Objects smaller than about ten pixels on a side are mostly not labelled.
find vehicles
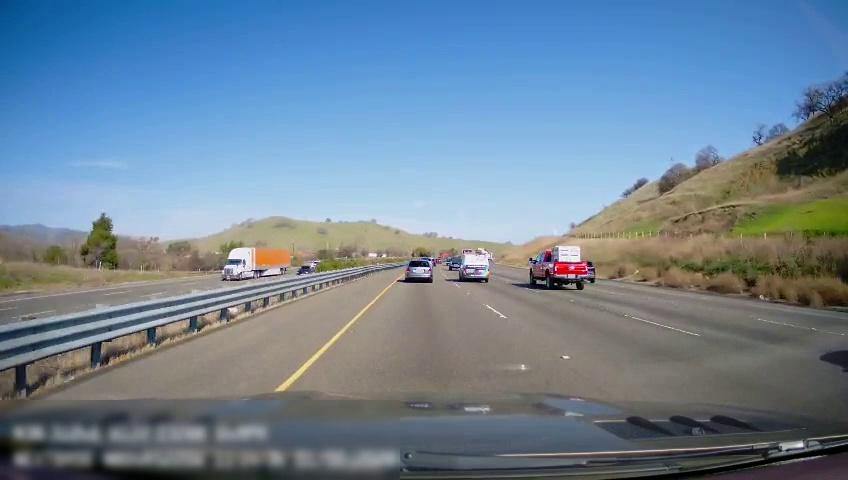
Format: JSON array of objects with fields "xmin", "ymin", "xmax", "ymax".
[
  {"xmin": 295, "ymin": 265, "xmax": 316, "ymax": 276},
  {"xmin": 221, "ymin": 246, "xmax": 290, "ymax": 282},
  {"xmin": 448, "ymin": 256, "xmax": 464, "ymax": 271},
  {"xmin": 528, "ymin": 245, "xmax": 588, "ymax": 291},
  {"xmin": 458, "ymin": 247, "xmax": 490, "ymax": 283},
  {"xmin": 419, "ymin": 256, "xmax": 433, "ymax": 267},
  {"xmin": 586, "ymin": 261, "xmax": 597, "ymax": 284},
  {"xmin": 309, "ymin": 260, "xmax": 321, "ymax": 269},
  {"xmin": 405, "ymin": 258, "xmax": 433, "ymax": 283}
]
